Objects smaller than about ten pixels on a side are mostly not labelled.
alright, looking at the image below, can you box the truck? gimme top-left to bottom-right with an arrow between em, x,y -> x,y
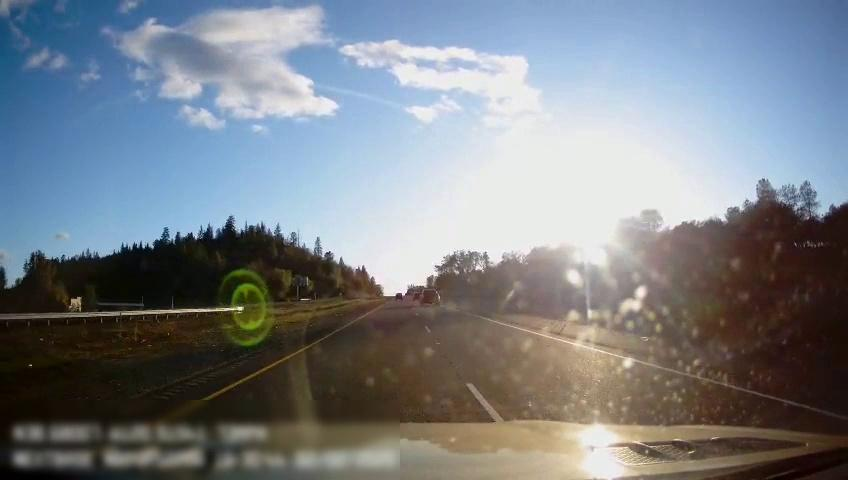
420,289 -> 440,304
